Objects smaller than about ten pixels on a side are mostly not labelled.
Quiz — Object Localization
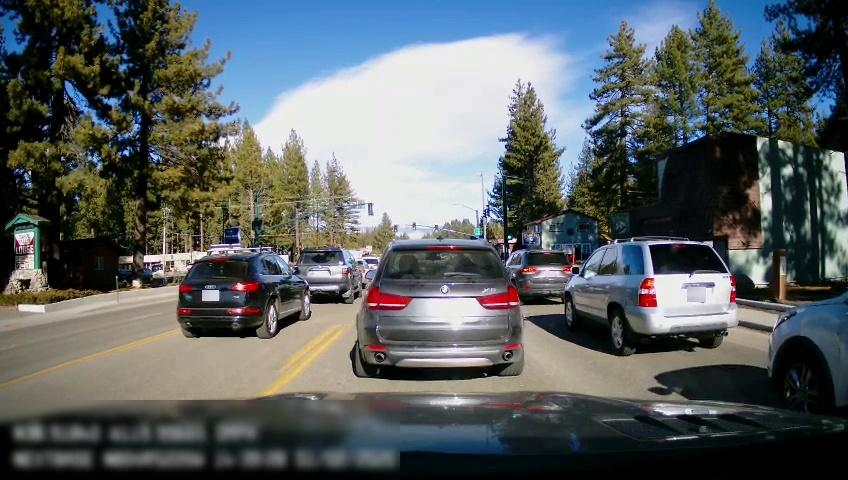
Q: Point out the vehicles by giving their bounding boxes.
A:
[560,237,738,353]
[118,266,154,282]
[768,290,848,417]
[360,256,379,267]
[353,239,524,382]
[297,248,363,303]
[506,249,572,305]
[176,253,314,339]
[360,260,370,286]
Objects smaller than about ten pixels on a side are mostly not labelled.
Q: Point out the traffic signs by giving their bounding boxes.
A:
[473,225,483,237]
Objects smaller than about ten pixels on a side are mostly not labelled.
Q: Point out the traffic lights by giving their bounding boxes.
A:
[506,227,512,240]
[483,207,489,221]
[368,202,374,216]
[338,208,344,219]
